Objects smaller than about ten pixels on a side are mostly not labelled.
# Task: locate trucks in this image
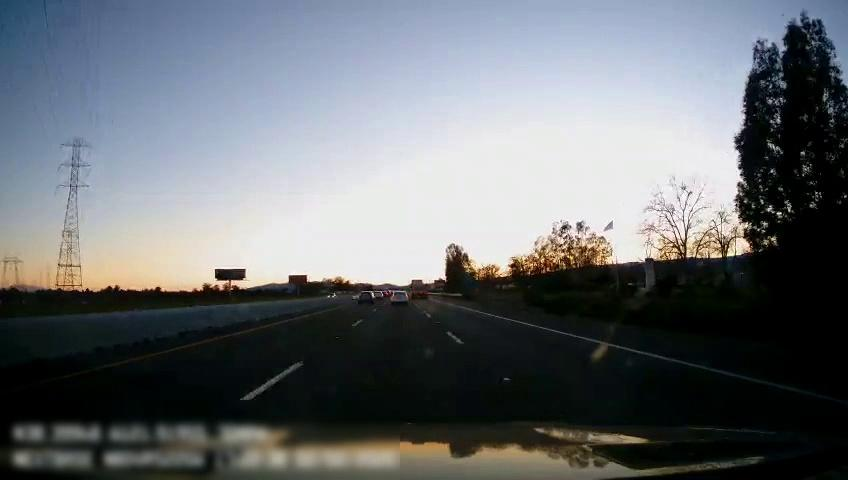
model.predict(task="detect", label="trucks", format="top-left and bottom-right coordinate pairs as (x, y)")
top-left (410, 278), bottom-right (428, 300)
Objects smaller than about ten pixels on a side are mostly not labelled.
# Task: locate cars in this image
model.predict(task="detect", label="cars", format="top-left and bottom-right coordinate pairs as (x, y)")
top-left (389, 289), bottom-right (409, 306)
top-left (357, 291), bottom-right (375, 306)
